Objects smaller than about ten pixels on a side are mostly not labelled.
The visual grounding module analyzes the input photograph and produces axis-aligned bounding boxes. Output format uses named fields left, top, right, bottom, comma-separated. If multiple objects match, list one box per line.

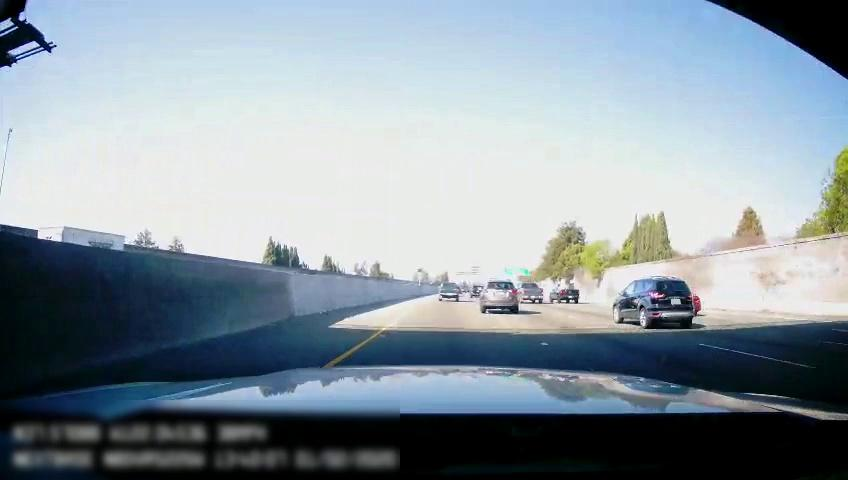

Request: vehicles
left=611, top=275, right=696, bottom=330
left=514, top=281, right=544, bottom=305
left=549, top=278, right=580, bottom=304
left=438, top=282, right=460, bottom=303
left=469, top=285, right=485, bottom=299
left=689, top=294, right=702, bottom=317
left=479, top=280, right=519, bottom=314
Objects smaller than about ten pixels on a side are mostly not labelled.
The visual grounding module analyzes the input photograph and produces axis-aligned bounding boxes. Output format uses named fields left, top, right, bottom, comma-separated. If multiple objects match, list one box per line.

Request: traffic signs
left=416, top=268, right=424, bottom=281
